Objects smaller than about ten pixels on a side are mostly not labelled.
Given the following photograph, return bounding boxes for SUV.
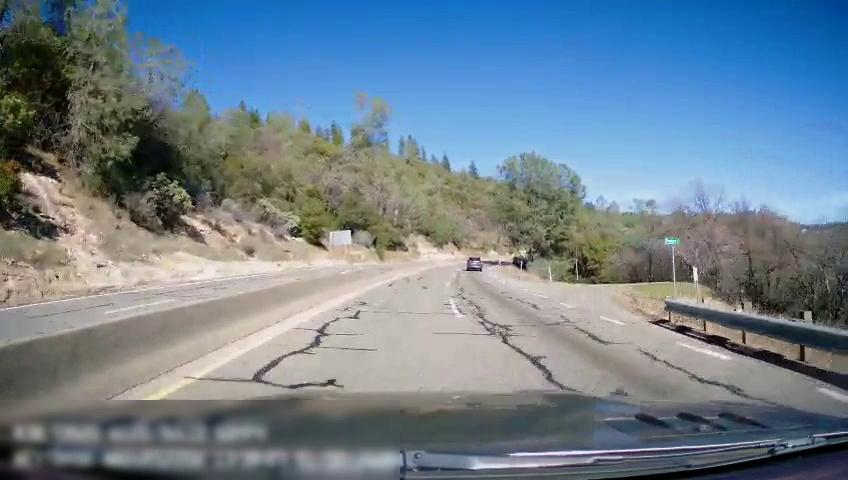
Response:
[466,255,483,271]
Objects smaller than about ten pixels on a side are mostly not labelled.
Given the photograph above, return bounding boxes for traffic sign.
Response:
[664,236,681,248]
